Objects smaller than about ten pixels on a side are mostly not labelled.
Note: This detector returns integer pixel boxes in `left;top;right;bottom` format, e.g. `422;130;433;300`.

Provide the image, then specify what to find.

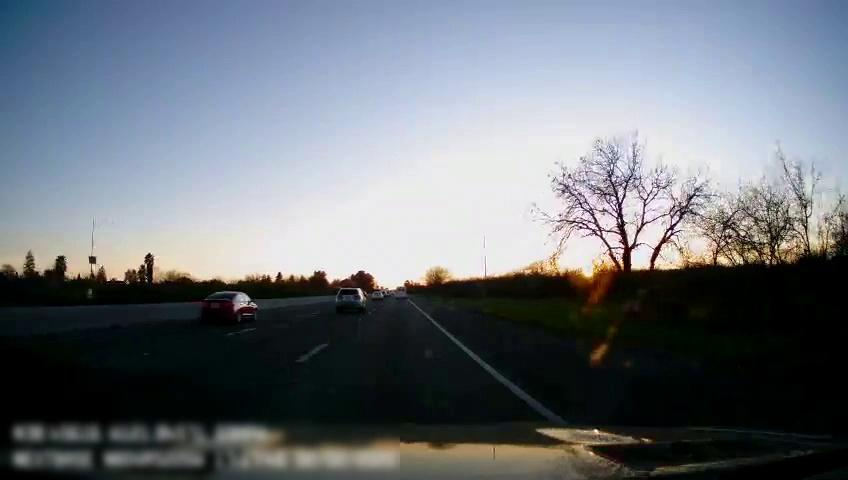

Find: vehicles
371;290;384;301
200;290;260;324
394;286;408;299
334;287;367;315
